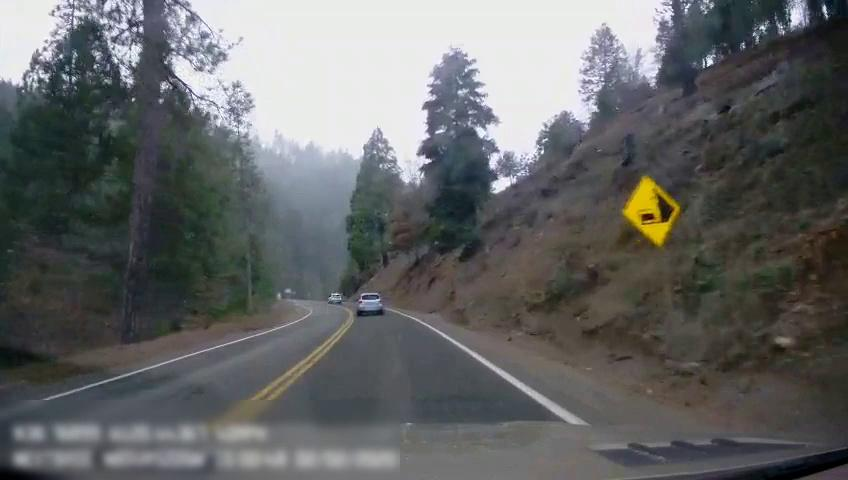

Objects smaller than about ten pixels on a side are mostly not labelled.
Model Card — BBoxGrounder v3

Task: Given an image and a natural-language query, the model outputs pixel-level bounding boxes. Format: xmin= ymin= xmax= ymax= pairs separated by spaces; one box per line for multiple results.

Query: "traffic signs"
xmin=623 ymin=176 xmax=680 ymax=248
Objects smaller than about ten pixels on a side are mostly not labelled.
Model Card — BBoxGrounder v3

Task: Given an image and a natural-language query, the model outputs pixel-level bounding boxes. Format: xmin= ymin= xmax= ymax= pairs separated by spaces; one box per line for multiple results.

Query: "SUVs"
xmin=355 ymin=293 xmax=384 ymax=316
xmin=328 ymin=293 xmax=342 ymax=304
